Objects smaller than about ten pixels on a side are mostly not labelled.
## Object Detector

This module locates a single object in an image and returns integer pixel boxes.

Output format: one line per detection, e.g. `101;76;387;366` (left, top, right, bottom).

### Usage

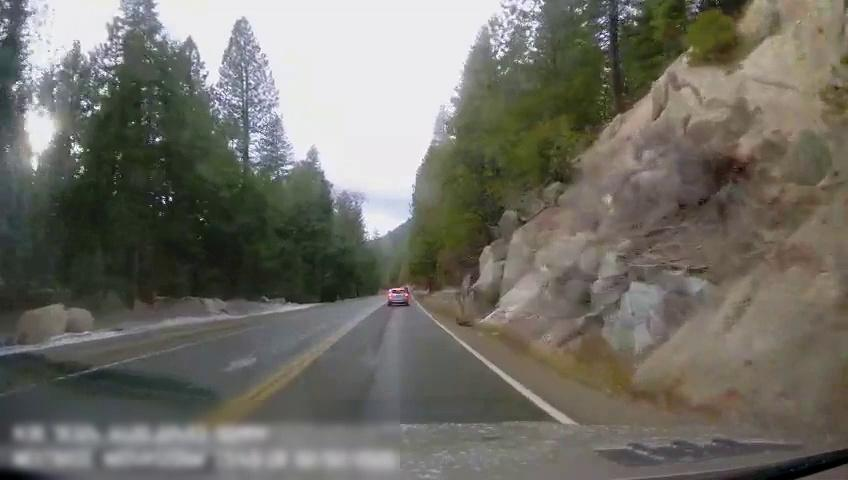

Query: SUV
386;287;409;306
